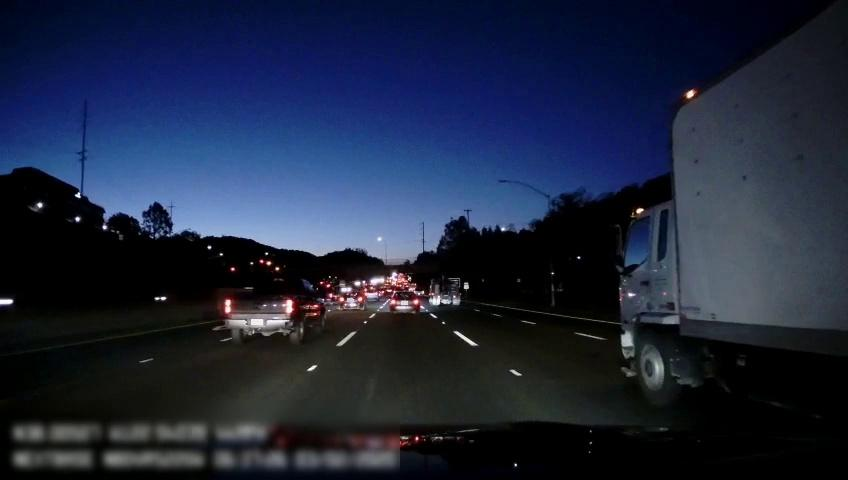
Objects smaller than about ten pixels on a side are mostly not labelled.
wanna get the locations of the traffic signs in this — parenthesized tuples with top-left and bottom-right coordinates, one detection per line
(448, 277, 461, 288)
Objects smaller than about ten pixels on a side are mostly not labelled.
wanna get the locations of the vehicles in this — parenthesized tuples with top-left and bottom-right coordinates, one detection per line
(389, 291, 421, 317)
(614, 0, 848, 427)
(0, 293, 34, 319)
(339, 289, 366, 311)
(224, 277, 327, 346)
(427, 279, 460, 309)
(362, 287, 380, 302)
(149, 291, 177, 307)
